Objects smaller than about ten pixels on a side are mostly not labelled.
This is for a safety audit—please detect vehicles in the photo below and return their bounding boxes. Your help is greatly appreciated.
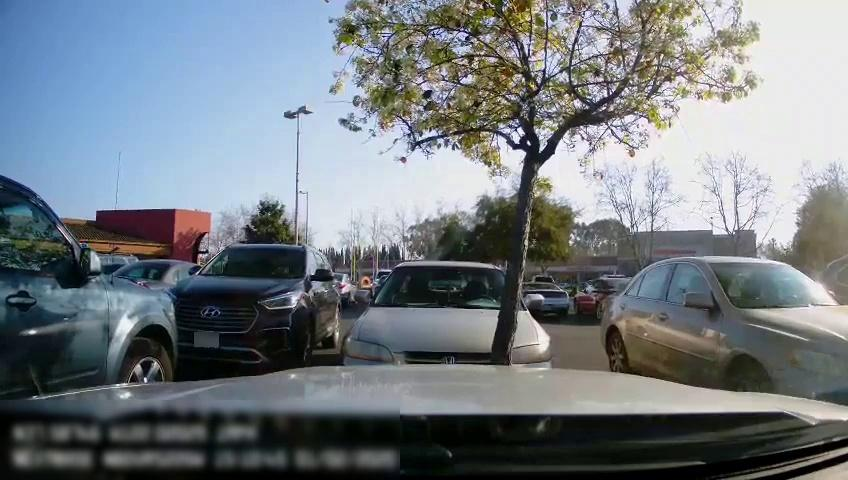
[98,255,140,276]
[0,176,178,403]
[600,256,848,406]
[370,274,391,305]
[574,277,635,323]
[170,243,340,369]
[335,273,360,306]
[374,270,393,286]
[519,282,570,321]
[343,261,553,368]
[808,256,848,305]
[529,275,555,283]
[111,259,205,291]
